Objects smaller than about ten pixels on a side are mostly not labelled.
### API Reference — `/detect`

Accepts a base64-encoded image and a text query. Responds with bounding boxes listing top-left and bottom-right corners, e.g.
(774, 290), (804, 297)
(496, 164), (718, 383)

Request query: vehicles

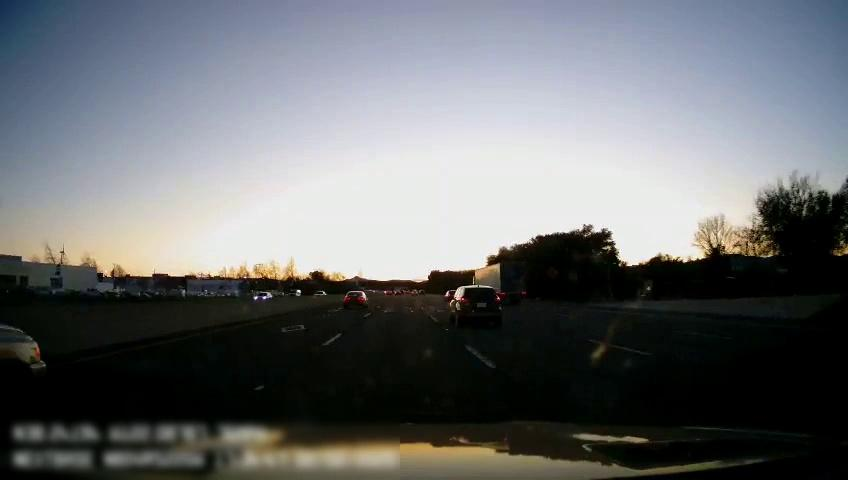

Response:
(314, 291), (328, 297)
(448, 285), (502, 329)
(473, 262), (526, 305)
(444, 290), (457, 302)
(288, 290), (301, 297)
(253, 291), (273, 301)
(343, 290), (368, 310)
(0, 323), (48, 421)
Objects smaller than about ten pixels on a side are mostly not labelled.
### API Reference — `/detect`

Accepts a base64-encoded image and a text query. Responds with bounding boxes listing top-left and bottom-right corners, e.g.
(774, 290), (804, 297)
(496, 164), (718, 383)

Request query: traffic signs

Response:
(547, 267), (559, 280)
